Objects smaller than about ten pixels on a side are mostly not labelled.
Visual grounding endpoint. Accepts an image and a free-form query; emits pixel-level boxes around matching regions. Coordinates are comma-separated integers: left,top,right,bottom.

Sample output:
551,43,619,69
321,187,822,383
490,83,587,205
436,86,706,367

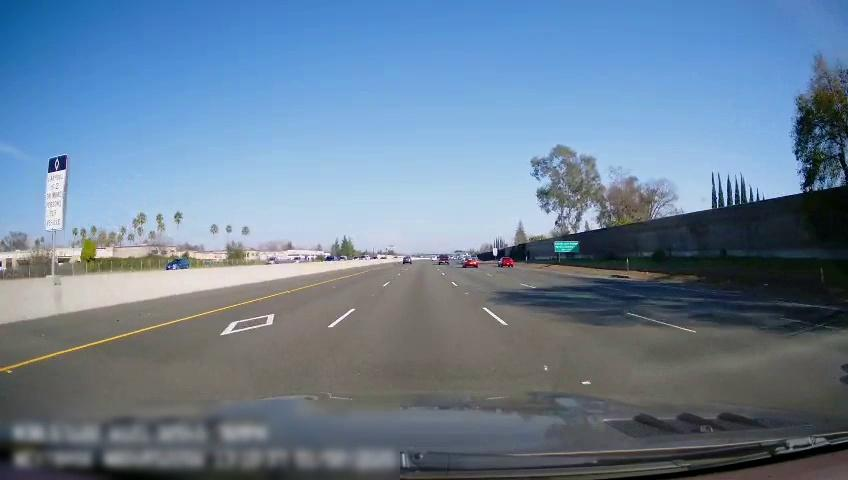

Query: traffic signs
46,154,66,231
552,241,579,255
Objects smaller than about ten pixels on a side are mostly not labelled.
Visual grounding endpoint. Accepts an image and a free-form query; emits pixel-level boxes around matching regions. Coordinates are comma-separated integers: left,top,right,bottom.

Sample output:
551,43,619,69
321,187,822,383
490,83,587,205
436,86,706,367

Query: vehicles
403,255,414,265
166,258,192,271
265,257,281,265
291,256,307,264
497,256,517,268
461,255,479,268
438,254,451,266
322,255,341,262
